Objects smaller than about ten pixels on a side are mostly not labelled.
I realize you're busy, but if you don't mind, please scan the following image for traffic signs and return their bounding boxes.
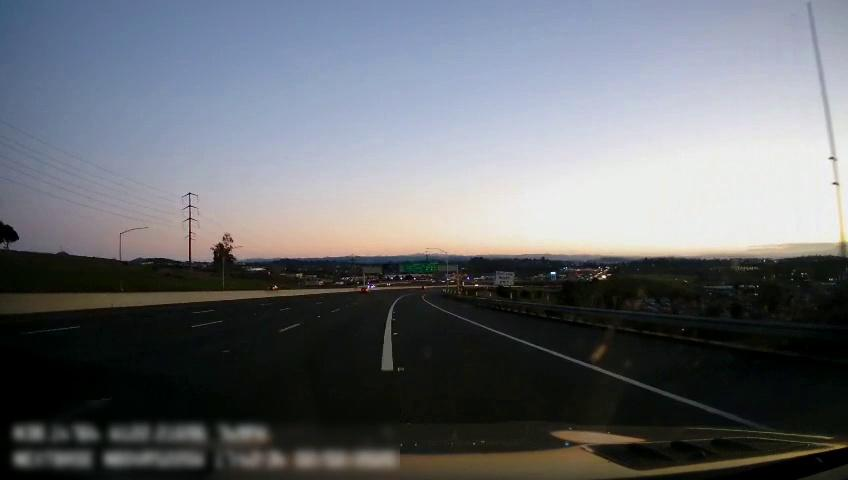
[401,264,420,274]
[420,264,438,274]
[382,265,400,275]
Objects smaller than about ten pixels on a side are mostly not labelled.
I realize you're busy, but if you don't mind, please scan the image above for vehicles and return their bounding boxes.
[267,284,278,290]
